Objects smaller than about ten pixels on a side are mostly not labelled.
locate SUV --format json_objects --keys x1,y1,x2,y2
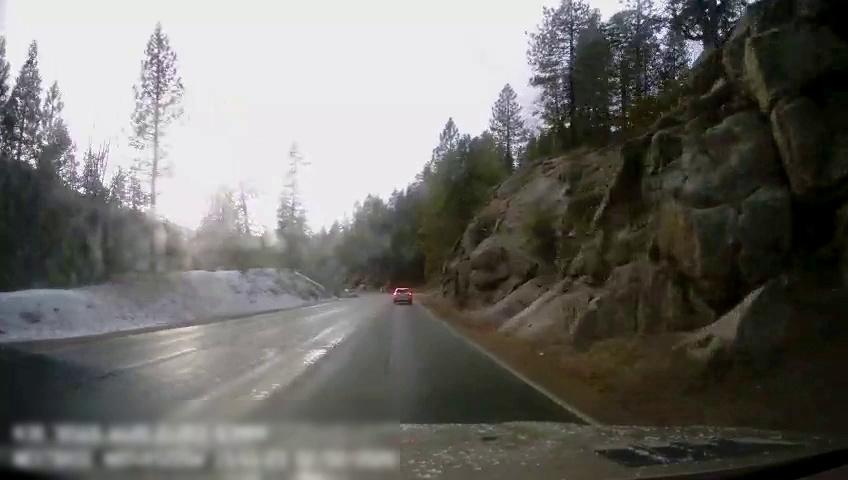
[{"x1": 392, "y1": 287, "x2": 413, "y2": 305}]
